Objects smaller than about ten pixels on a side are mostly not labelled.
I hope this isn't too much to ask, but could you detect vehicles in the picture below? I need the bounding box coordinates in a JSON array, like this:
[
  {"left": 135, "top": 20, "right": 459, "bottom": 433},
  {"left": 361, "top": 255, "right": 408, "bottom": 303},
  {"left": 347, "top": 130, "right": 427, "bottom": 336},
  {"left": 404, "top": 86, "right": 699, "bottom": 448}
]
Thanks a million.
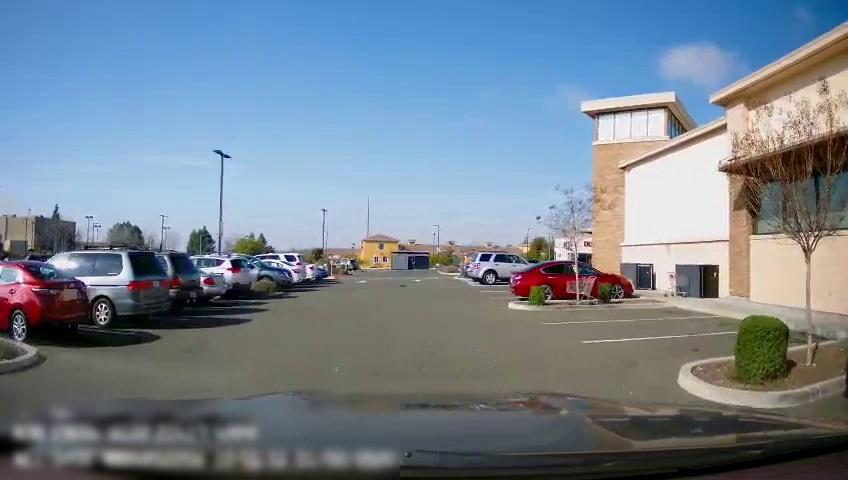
[
  {"left": 336, "top": 258, "right": 359, "bottom": 270},
  {"left": 468, "top": 250, "right": 536, "bottom": 286},
  {"left": 45, "top": 249, "right": 174, "bottom": 329},
  {"left": 200, "top": 271, "right": 226, "bottom": 300},
  {"left": 245, "top": 256, "right": 293, "bottom": 285},
  {"left": 317, "top": 267, "right": 329, "bottom": 280},
  {"left": 193, "top": 256, "right": 254, "bottom": 289},
  {"left": 0, "top": 259, "right": 91, "bottom": 343},
  {"left": 276, "top": 260, "right": 308, "bottom": 283},
  {"left": 509, "top": 259, "right": 634, "bottom": 300},
  {"left": 257, "top": 252, "right": 308, "bottom": 280},
  {"left": 155, "top": 252, "right": 202, "bottom": 299},
  {"left": 306, "top": 262, "right": 317, "bottom": 281}
]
